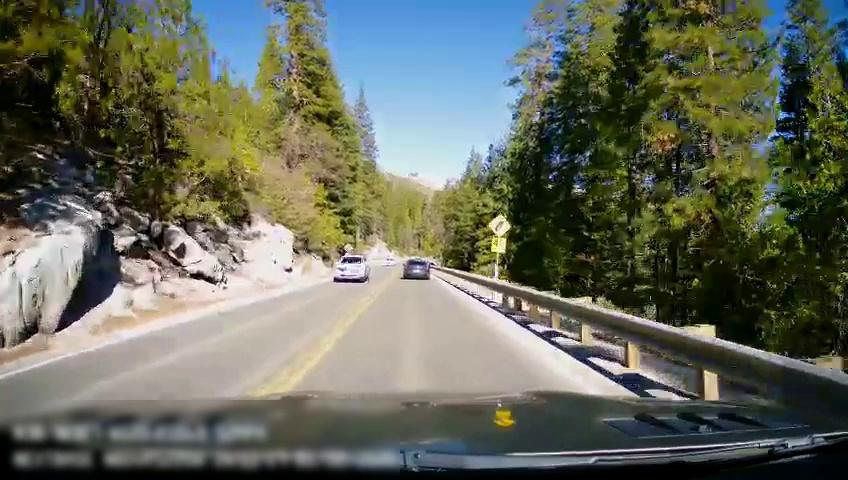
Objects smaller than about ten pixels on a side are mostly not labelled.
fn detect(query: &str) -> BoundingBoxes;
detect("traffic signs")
[490,239,506,253]
[487,213,511,239]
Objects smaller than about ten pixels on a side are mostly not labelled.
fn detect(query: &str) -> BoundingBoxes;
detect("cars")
[333,255,369,282]
[402,258,431,280]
